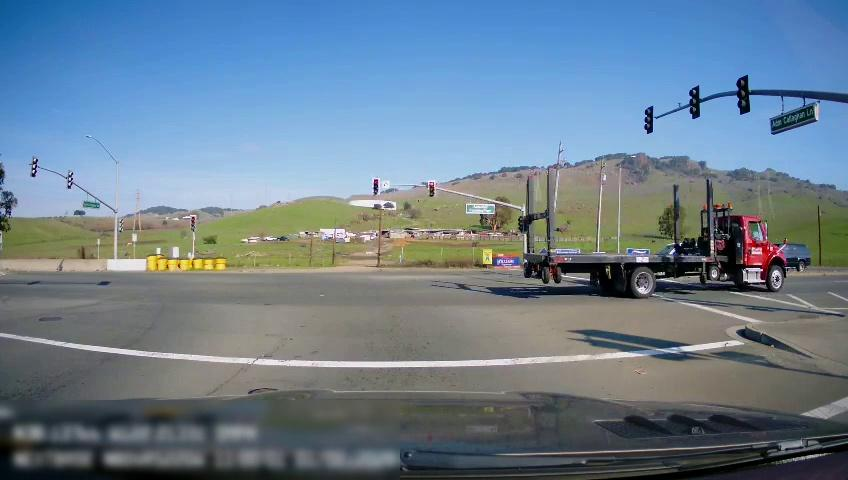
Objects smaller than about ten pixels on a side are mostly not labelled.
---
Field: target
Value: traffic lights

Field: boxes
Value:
[687,84,702,120]
[30,156,40,178]
[735,74,751,115]
[189,214,198,232]
[426,178,437,197]
[517,215,525,232]
[116,215,125,233]
[372,177,381,196]
[643,104,655,135]
[66,168,75,190]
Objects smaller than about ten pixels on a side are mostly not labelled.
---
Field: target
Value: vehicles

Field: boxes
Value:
[521,167,790,300]
[769,242,812,273]
[658,242,684,255]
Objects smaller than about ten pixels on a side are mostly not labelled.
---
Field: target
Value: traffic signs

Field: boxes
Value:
[464,201,497,216]
[81,199,101,209]
[768,100,821,135]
